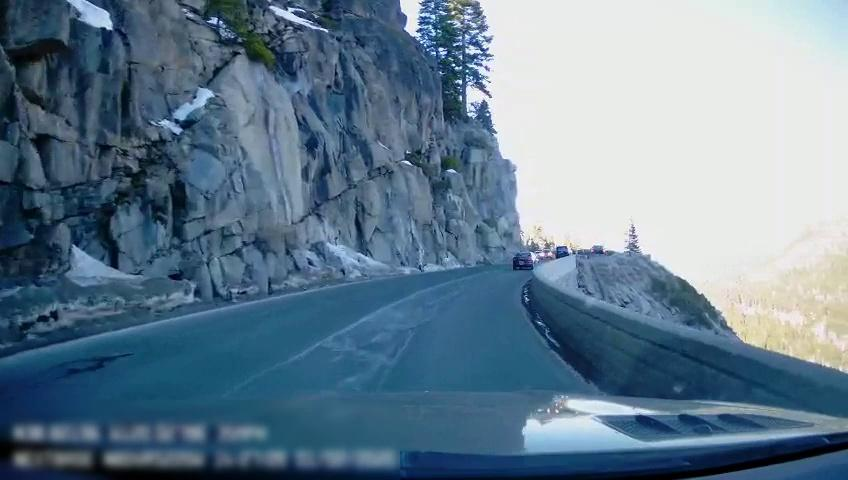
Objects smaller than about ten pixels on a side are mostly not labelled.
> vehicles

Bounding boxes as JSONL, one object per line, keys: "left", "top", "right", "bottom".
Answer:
{"left": 511, "top": 253, "right": 535, "bottom": 271}
{"left": 596, "top": 248, "right": 609, "bottom": 257}
{"left": 555, "top": 245, "right": 573, "bottom": 258}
